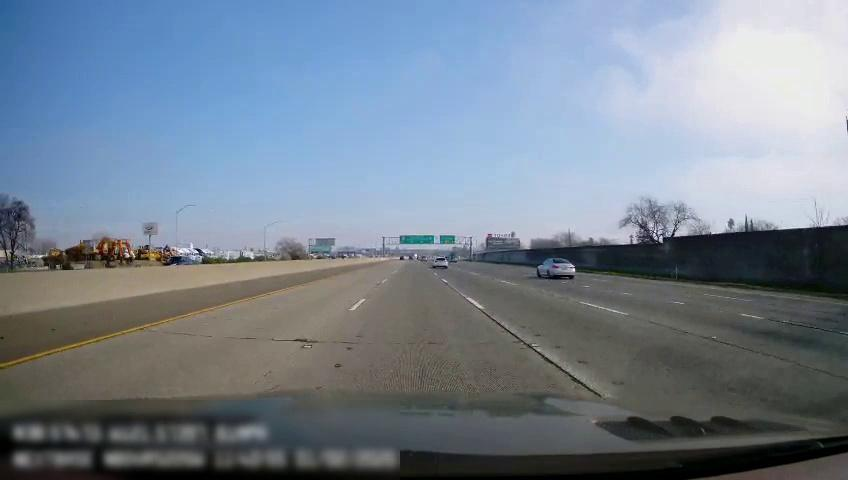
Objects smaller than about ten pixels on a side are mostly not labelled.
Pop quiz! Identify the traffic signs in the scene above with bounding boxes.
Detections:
[313,237,336,247]
[399,235,434,245]
[439,235,457,245]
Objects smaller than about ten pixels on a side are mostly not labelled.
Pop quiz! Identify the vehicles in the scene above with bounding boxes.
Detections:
[161,255,193,266]
[536,258,576,280]
[431,257,448,269]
